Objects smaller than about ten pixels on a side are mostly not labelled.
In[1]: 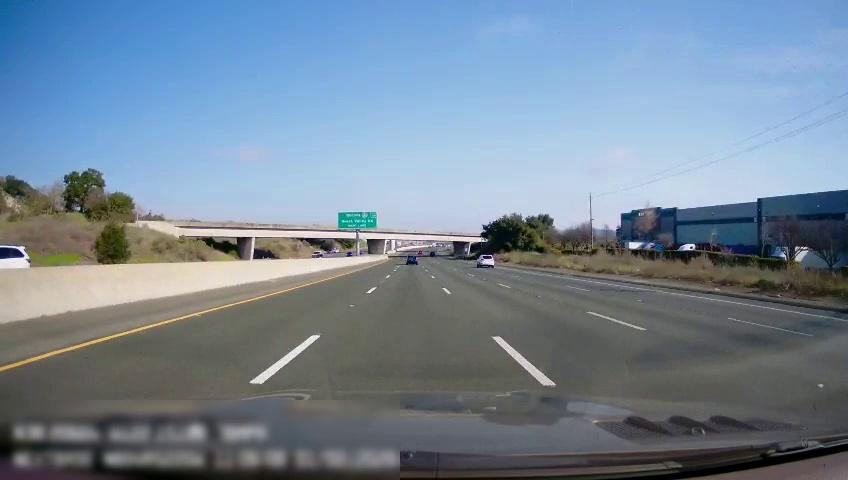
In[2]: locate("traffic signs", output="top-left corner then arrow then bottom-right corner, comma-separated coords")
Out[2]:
336,211 -> 379,230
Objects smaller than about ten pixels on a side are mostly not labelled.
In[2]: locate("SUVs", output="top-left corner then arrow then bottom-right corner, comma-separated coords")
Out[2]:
0,245 -> 31,269
477,255 -> 494,268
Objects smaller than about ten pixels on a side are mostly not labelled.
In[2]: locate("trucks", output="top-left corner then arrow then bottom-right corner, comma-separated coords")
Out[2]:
311,250 -> 326,259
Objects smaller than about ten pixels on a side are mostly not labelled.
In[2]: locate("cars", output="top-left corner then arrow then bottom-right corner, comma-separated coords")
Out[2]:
406,256 -> 418,266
